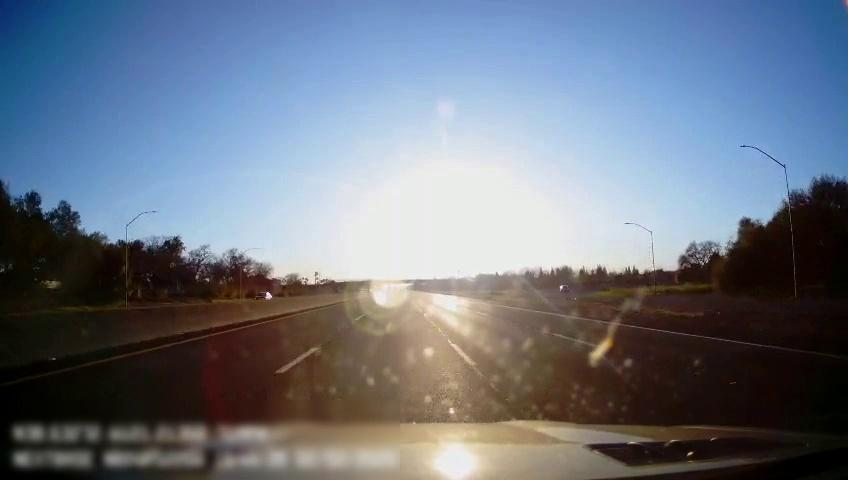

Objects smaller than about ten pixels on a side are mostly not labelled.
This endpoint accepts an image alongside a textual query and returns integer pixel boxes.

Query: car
[254,292,273,302]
